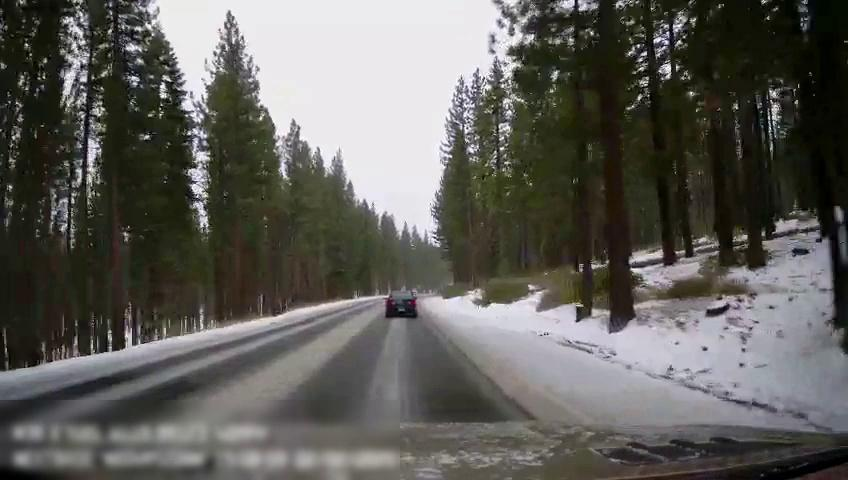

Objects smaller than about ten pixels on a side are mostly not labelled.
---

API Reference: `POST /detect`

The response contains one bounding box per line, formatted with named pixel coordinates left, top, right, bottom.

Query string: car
left=383, top=290, right=418, bottom=319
